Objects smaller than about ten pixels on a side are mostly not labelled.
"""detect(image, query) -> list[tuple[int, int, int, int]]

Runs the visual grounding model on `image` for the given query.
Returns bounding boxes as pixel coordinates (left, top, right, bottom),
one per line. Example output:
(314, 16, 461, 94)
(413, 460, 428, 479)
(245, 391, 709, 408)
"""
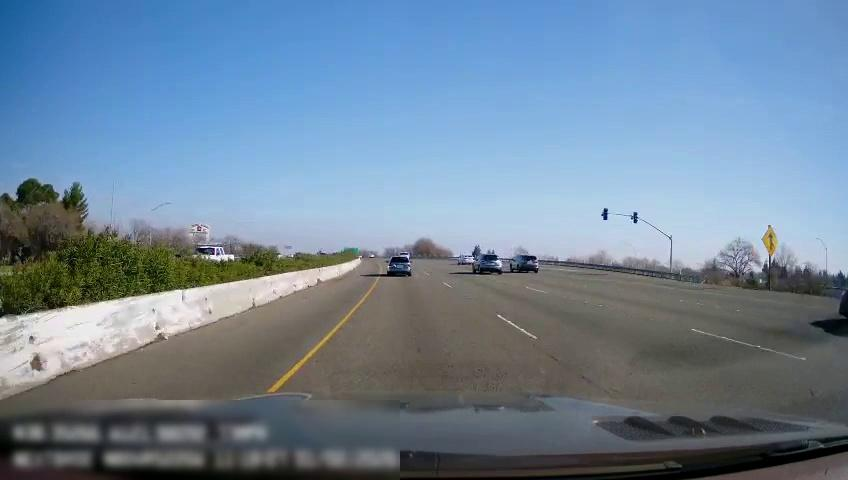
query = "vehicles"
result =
(191, 246, 235, 263)
(399, 251, 410, 259)
(386, 256, 412, 276)
(836, 288, 848, 320)
(471, 253, 502, 275)
(510, 254, 538, 273)
(457, 254, 475, 265)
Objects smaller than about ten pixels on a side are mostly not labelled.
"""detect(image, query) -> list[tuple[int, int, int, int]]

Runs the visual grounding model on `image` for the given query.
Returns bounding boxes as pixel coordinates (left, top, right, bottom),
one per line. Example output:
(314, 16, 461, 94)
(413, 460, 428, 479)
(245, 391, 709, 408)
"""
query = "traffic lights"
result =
(602, 208, 608, 220)
(633, 211, 638, 224)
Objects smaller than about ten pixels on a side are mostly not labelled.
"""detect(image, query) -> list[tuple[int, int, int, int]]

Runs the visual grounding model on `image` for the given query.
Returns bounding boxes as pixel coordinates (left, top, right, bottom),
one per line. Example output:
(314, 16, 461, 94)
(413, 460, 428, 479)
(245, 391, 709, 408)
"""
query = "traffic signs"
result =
(761, 225, 780, 257)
